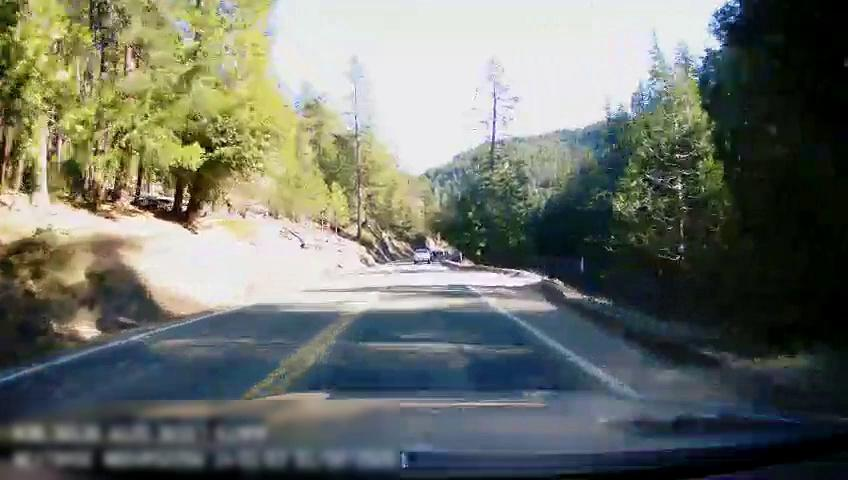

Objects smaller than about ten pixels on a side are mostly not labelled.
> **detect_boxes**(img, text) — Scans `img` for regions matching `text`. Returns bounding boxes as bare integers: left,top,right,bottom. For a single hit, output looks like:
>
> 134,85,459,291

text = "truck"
413,249,431,264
